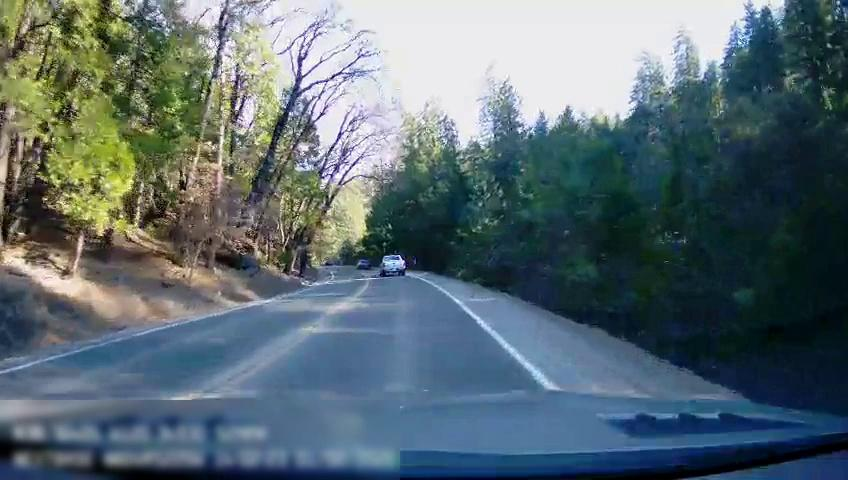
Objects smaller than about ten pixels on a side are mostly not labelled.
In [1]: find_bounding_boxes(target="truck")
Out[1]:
[381,254,406,276]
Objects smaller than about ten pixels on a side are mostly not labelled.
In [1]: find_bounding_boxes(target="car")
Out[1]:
[356,259,371,270]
